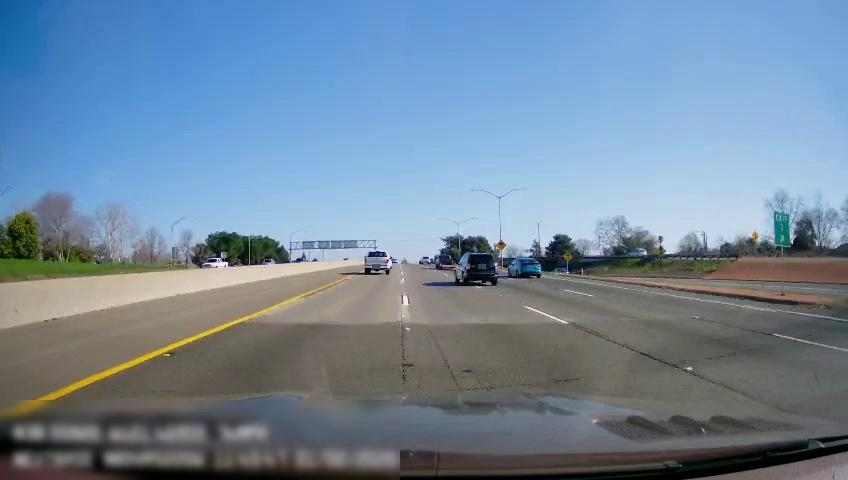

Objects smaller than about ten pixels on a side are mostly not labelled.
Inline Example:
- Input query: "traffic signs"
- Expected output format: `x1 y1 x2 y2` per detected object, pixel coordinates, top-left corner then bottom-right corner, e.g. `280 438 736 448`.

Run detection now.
773 211 792 248
562 251 573 262
343 239 358 249
317 240 330 249
302 240 315 249
331 240 343 249
495 239 507 251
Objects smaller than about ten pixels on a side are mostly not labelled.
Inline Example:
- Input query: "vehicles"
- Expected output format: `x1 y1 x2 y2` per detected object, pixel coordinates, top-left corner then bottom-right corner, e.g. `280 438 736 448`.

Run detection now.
294 257 308 263
435 254 455 271
260 258 276 266
454 252 500 287
201 257 229 269
553 266 570 274
506 256 542 279
363 250 394 275
631 247 648 257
